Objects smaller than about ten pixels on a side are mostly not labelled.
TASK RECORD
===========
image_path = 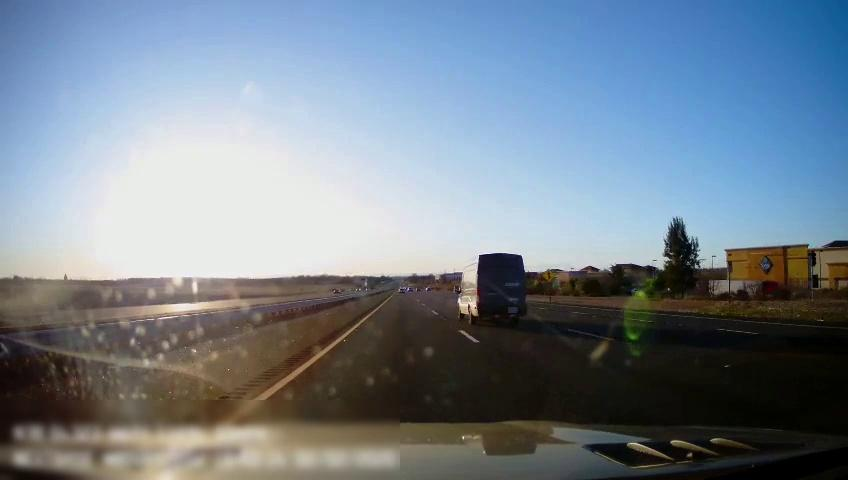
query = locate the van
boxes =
[453,253,528,328]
